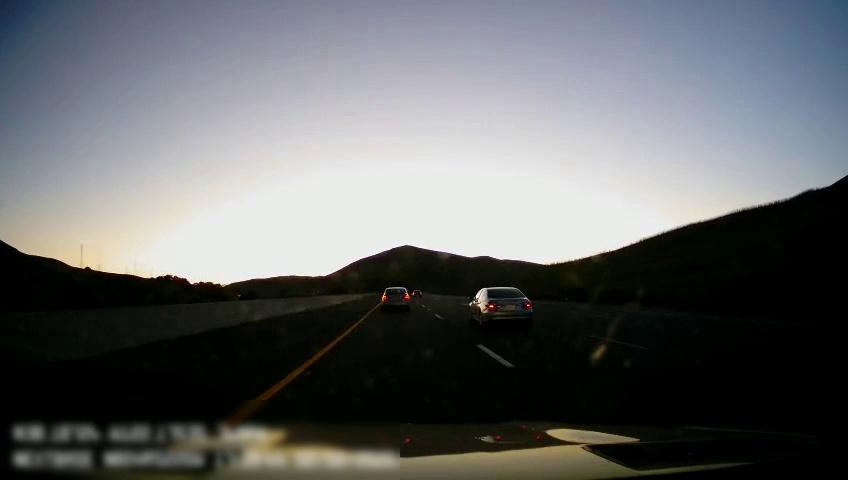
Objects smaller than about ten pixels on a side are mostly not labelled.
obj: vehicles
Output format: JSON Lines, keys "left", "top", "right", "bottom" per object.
{"left": 412, "top": 290, "right": 423, "bottom": 297}
{"left": 382, "top": 287, "right": 410, "bottom": 312}
{"left": 468, "top": 287, "right": 532, "bottom": 329}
